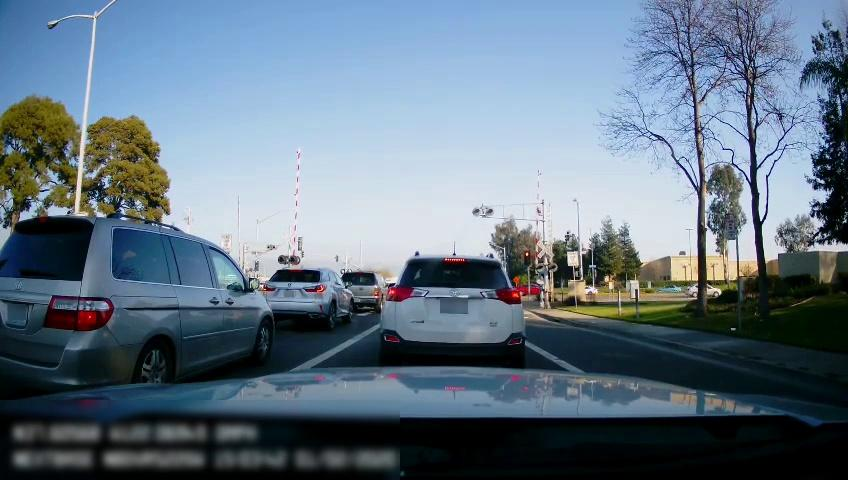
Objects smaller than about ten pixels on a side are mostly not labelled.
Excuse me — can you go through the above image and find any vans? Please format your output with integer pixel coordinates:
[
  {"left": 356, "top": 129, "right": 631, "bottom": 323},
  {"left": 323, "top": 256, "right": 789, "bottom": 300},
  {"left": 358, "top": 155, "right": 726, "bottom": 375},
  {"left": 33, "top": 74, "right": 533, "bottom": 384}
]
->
[{"left": 0, "top": 212, "right": 277, "bottom": 393}]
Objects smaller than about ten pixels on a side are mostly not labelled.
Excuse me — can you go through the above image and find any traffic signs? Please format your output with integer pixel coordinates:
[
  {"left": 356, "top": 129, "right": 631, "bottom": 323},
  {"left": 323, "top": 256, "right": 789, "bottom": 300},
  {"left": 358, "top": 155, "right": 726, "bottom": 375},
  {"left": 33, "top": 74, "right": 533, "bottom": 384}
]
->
[
  {"left": 567, "top": 251, "right": 579, "bottom": 267},
  {"left": 536, "top": 240, "right": 555, "bottom": 260}
]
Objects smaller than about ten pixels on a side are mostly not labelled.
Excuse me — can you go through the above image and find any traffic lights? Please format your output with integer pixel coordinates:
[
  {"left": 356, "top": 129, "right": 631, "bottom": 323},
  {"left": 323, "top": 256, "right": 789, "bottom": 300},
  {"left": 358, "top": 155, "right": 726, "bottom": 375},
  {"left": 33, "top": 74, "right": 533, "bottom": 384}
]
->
[
  {"left": 523, "top": 250, "right": 531, "bottom": 265},
  {"left": 277, "top": 255, "right": 289, "bottom": 265},
  {"left": 297, "top": 237, "right": 303, "bottom": 252},
  {"left": 289, "top": 255, "right": 301, "bottom": 265},
  {"left": 564, "top": 231, "right": 570, "bottom": 245}
]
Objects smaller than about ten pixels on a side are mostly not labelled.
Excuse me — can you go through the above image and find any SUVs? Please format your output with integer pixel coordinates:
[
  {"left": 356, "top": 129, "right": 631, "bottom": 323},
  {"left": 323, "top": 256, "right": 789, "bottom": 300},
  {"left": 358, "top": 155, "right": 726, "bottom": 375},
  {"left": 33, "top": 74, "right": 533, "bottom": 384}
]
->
[
  {"left": 339, "top": 270, "right": 387, "bottom": 313},
  {"left": 262, "top": 266, "right": 354, "bottom": 330},
  {"left": 380, "top": 251, "right": 525, "bottom": 364}
]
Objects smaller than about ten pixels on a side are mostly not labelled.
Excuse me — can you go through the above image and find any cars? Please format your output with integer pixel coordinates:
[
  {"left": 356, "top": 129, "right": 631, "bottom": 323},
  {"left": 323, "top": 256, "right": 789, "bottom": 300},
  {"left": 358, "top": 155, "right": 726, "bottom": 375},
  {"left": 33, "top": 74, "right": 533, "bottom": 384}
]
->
[
  {"left": 517, "top": 283, "right": 544, "bottom": 297},
  {"left": 584, "top": 286, "right": 598, "bottom": 297},
  {"left": 687, "top": 282, "right": 722, "bottom": 299}
]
